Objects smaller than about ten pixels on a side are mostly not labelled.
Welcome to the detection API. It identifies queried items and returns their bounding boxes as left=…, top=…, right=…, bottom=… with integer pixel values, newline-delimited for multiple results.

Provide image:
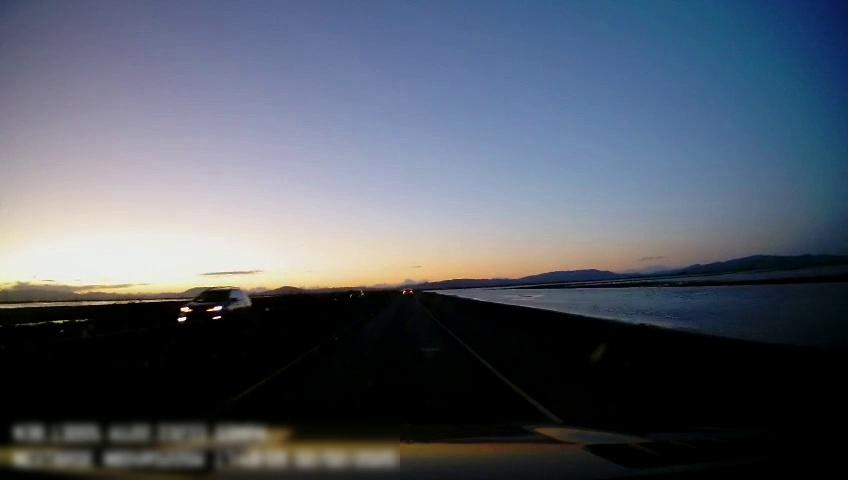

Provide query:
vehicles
left=176, top=287, right=253, bottom=326
left=402, top=289, right=414, bottom=298
left=349, top=289, right=365, bottom=299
